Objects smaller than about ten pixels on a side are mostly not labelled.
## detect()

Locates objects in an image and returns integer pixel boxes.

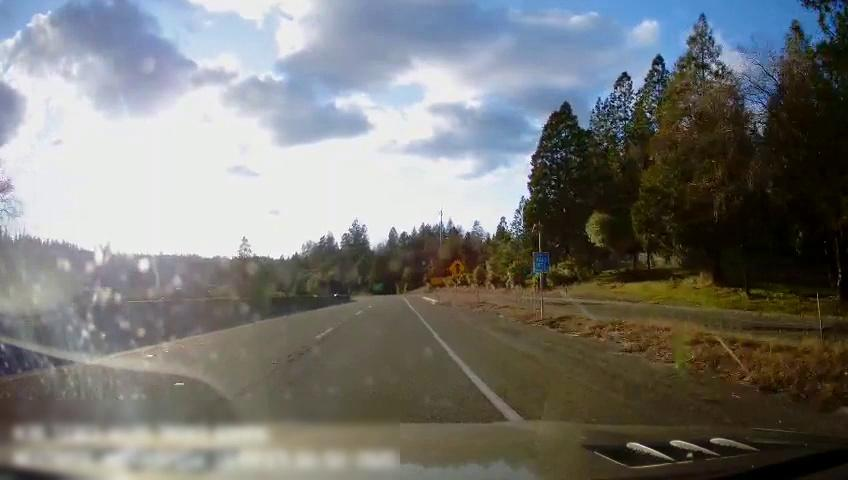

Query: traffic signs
[532,251,550,274]
[373,283,384,291]
[431,277,442,285]
[448,259,465,277]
